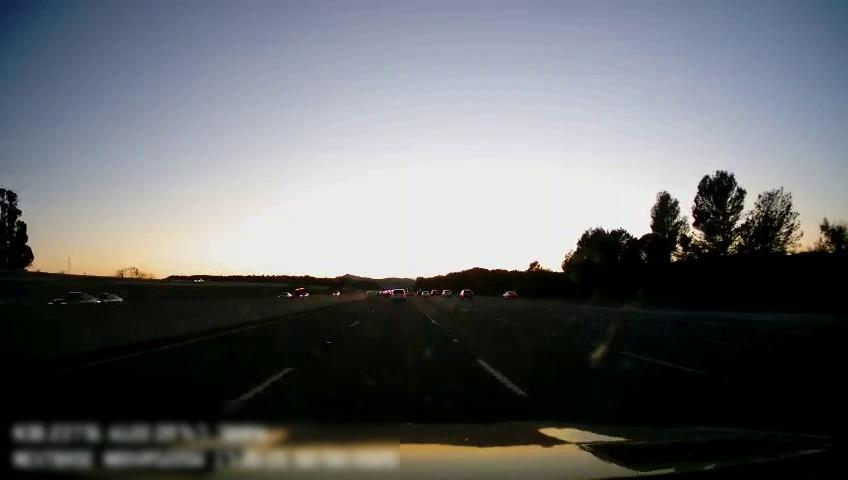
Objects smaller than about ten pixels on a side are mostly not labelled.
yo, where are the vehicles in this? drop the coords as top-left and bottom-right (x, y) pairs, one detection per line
(48, 291), (96, 305)
(97, 292), (124, 303)
(390, 288), (407, 304)
(193, 277), (205, 284)
(299, 292), (310, 297)
(502, 291), (518, 299)
(441, 289), (452, 298)
(459, 289), (474, 300)
(277, 291), (293, 298)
